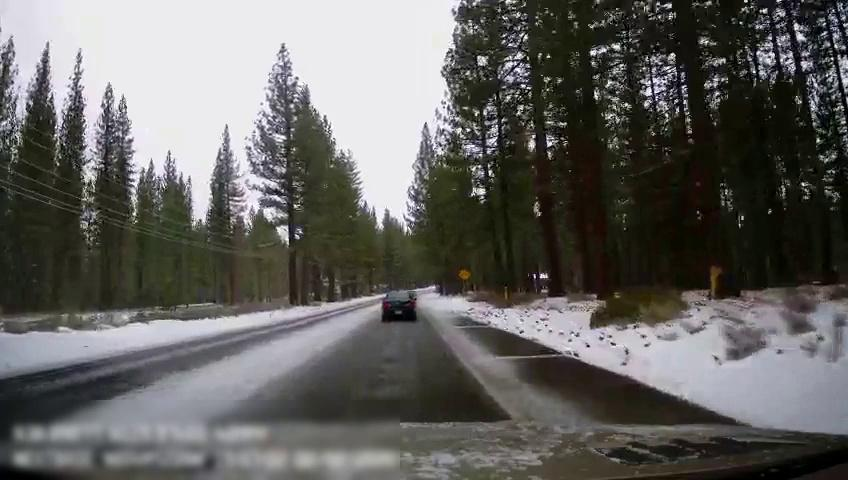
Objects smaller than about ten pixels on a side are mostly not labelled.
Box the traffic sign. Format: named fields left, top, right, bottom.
left=457, top=267, right=472, bottom=281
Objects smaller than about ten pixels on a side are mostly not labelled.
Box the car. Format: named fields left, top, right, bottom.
left=381, top=290, right=418, bottom=320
